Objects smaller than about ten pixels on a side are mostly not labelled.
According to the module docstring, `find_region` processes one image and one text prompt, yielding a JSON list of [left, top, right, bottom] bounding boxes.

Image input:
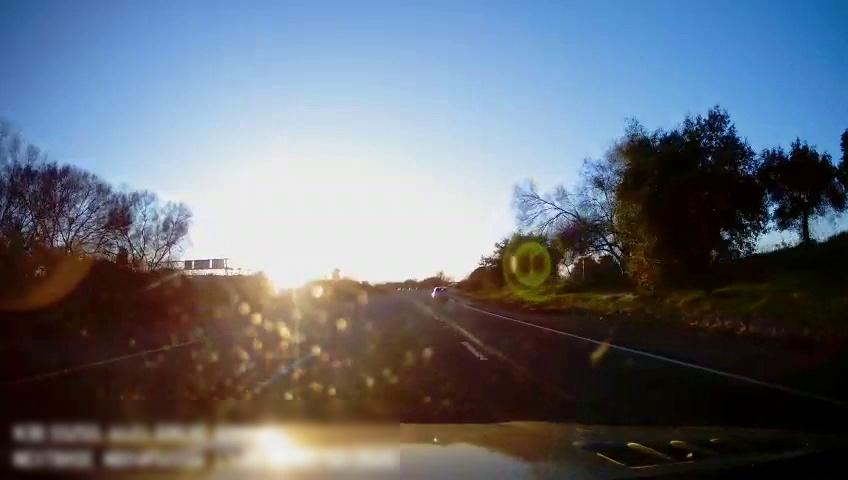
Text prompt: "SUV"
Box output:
[[432, 287, 449, 301]]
